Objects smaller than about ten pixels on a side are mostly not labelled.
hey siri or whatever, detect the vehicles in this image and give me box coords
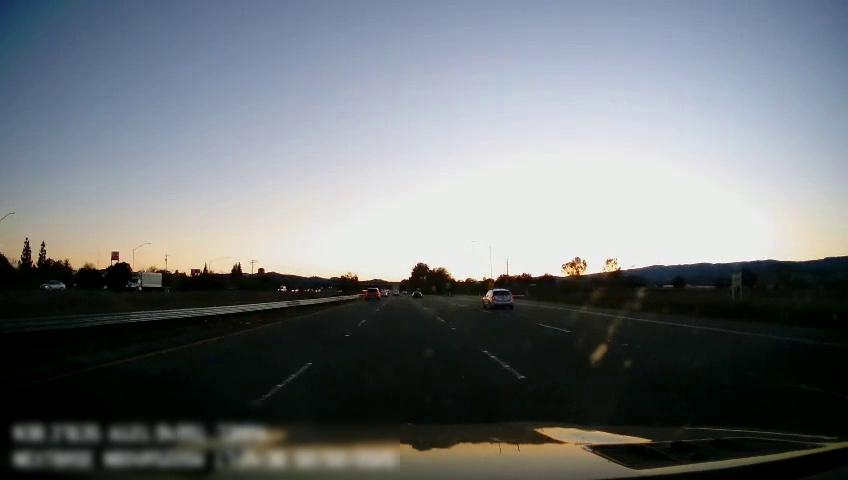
[411,290,423,300]
[126,272,163,292]
[482,289,514,311]
[364,288,380,302]
[277,286,288,293]
[40,280,66,291]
